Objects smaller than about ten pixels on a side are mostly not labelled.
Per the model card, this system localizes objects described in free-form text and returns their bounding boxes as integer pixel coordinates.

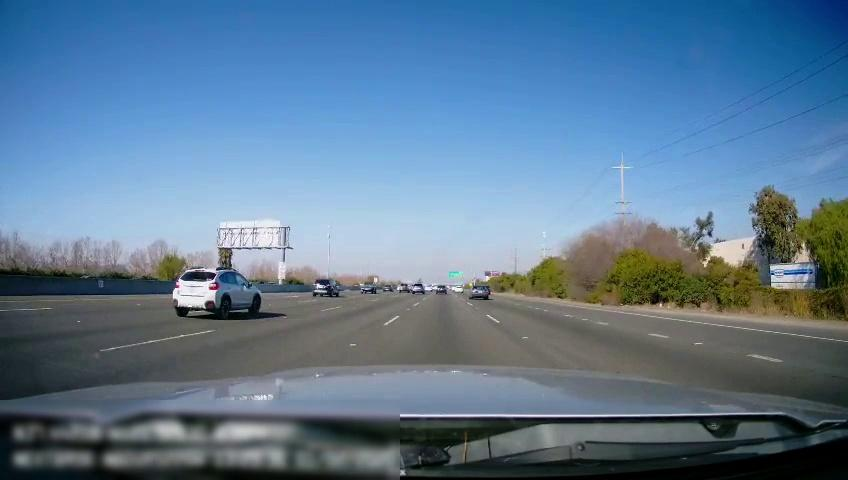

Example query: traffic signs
[448,271,465,278]
[277,261,287,280]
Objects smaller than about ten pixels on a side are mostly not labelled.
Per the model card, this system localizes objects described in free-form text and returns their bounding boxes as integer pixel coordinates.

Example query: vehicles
[436,285,447,295]
[411,283,425,294]
[454,286,464,294]
[79,274,107,280]
[312,279,339,297]
[172,266,262,321]
[360,281,377,294]
[399,283,410,293]
[468,285,489,300]
[382,284,394,293]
